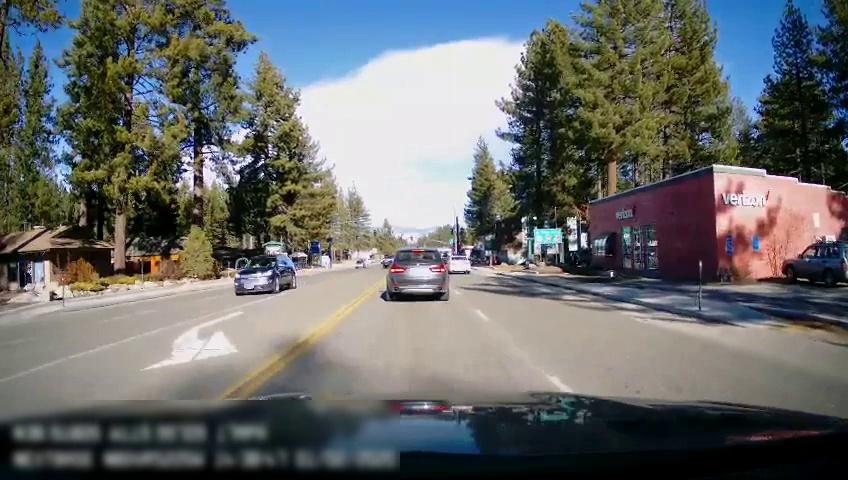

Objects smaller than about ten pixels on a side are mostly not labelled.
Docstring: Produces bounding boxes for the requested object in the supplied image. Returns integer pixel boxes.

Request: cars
[233,254,296,296]
[447,254,471,275]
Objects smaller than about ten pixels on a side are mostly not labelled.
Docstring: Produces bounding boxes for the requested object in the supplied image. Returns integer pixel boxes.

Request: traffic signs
[532,227,563,245]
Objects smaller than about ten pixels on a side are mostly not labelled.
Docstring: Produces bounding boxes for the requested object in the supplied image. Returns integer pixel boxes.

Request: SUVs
[383,249,449,303]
